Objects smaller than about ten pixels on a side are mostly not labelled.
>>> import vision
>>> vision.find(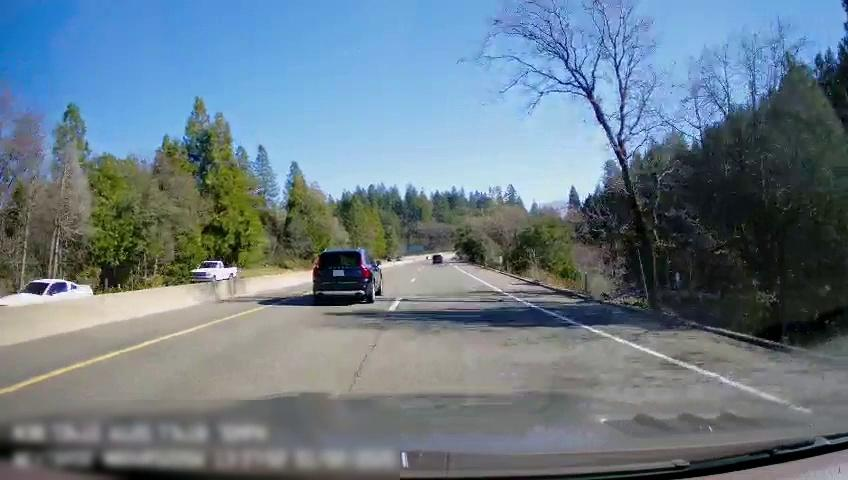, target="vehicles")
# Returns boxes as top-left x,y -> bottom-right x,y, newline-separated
431,255 -> 444,264
189,260 -> 237,286
0,277 -> 94,311
312,247 -> 384,305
